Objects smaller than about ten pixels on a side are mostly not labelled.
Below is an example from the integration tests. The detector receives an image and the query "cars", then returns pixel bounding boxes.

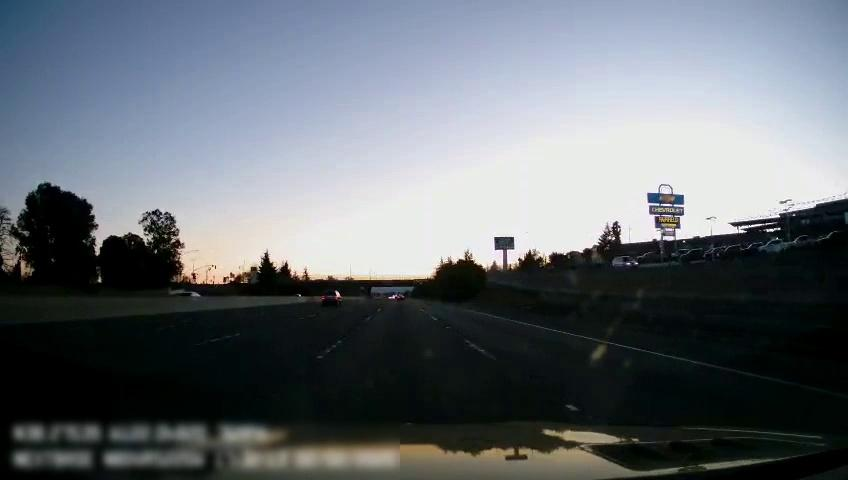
[176,292,202,298]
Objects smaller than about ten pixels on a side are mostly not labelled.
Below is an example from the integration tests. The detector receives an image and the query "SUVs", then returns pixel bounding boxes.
[612,256,639,269]
[322,290,343,306]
